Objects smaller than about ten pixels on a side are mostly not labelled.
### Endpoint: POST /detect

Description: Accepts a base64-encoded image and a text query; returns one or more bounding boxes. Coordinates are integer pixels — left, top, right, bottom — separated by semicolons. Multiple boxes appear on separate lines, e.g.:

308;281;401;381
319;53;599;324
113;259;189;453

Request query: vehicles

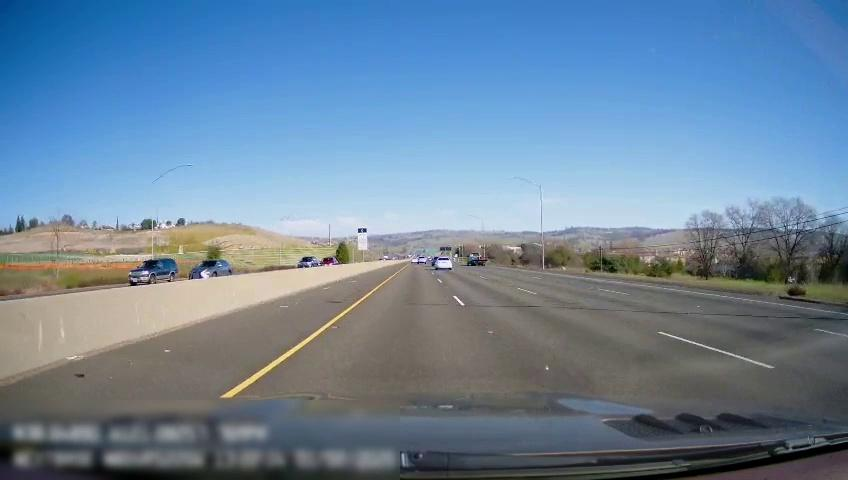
190;260;232;279
320;257;337;265
128;259;177;287
297;256;319;269
434;257;452;271
467;252;487;266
